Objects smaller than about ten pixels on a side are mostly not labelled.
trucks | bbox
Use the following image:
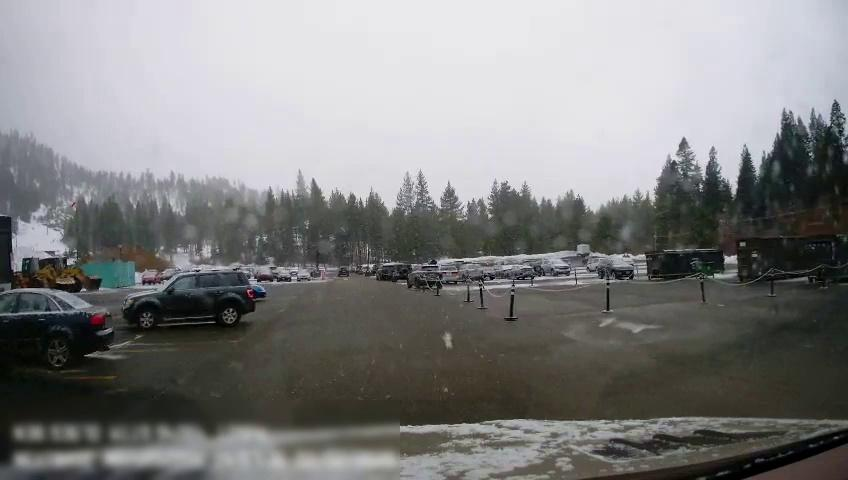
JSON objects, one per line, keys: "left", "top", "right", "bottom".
{"left": 539, "top": 257, "right": 571, "bottom": 277}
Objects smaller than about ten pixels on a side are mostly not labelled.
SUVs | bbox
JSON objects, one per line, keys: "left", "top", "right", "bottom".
{"left": 406, "top": 264, "right": 442, "bottom": 290}
{"left": 438, "top": 264, "right": 459, "bottom": 285}
{"left": 120, "top": 269, "right": 256, "bottom": 330}
{"left": 255, "top": 269, "right": 273, "bottom": 282}
{"left": 375, "top": 264, "right": 395, "bottom": 281}
{"left": 390, "top": 264, "right": 411, "bottom": 282}
{"left": 597, "top": 258, "right": 635, "bottom": 280}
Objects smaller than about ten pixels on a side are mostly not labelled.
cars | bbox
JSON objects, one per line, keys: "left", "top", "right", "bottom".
{"left": 276, "top": 269, "right": 291, "bottom": 282}
{"left": 297, "top": 268, "right": 311, "bottom": 281}
{"left": 0, "top": 287, "right": 115, "bottom": 371}
{"left": 255, "top": 285, "right": 267, "bottom": 299}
